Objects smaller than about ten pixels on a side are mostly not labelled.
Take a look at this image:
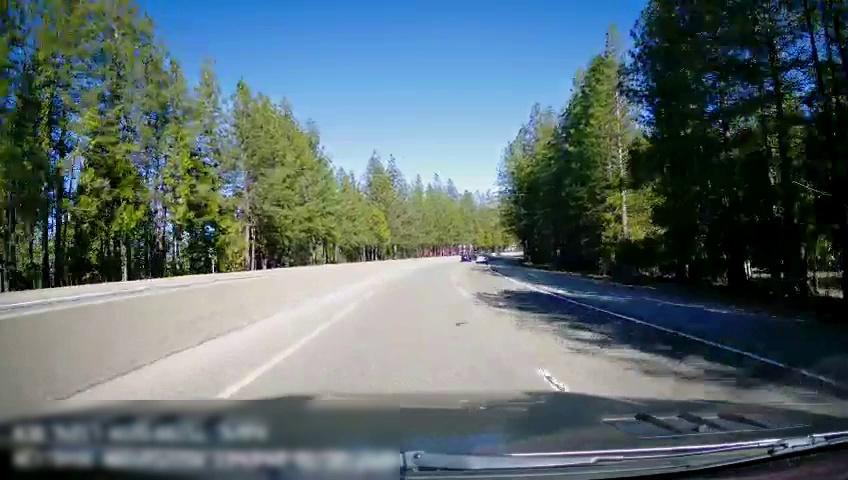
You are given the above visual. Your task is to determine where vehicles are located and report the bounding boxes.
[460,252,473,263]
[475,254,489,265]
